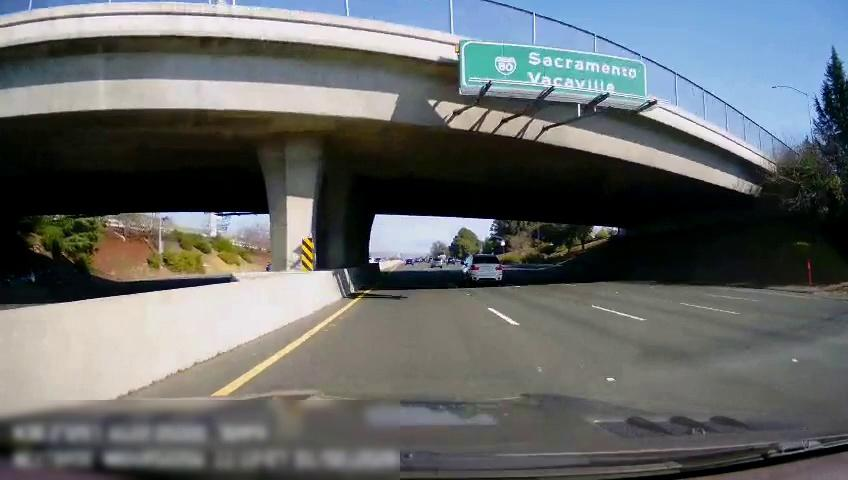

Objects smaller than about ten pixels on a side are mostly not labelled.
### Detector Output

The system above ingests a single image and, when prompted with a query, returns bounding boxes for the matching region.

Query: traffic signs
[460,35,650,107]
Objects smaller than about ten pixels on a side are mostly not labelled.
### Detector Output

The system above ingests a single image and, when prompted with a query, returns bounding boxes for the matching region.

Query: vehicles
[430,258,442,268]
[459,255,503,285]
[6,262,88,288]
